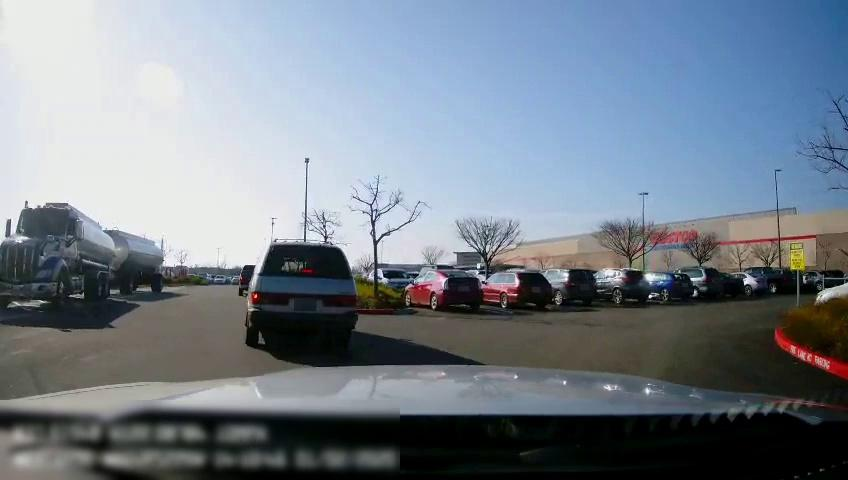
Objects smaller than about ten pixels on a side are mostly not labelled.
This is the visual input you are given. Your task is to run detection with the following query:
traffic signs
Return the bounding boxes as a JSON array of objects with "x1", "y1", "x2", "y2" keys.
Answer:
[{"x1": 789, "y1": 240, "x2": 805, "y2": 272}]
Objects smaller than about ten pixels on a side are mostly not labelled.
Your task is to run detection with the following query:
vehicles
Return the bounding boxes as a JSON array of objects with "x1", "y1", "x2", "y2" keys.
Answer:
[
  {"x1": 805, "y1": 270, "x2": 827, "y2": 292},
  {"x1": 231, "y1": 275, "x2": 239, "y2": 285},
  {"x1": 104, "y1": 230, "x2": 165, "y2": 295},
  {"x1": 593, "y1": 267, "x2": 652, "y2": 305},
  {"x1": 802, "y1": 273, "x2": 812, "y2": 287},
  {"x1": 404, "y1": 268, "x2": 484, "y2": 312},
  {"x1": 243, "y1": 236, "x2": 360, "y2": 350},
  {"x1": 676, "y1": 265, "x2": 726, "y2": 298},
  {"x1": 539, "y1": 268, "x2": 598, "y2": 306},
  {"x1": 646, "y1": 271, "x2": 693, "y2": 301},
  {"x1": 238, "y1": 264, "x2": 257, "y2": 297},
  {"x1": 814, "y1": 282, "x2": 848, "y2": 306},
  {"x1": 791, "y1": 269, "x2": 804, "y2": 289},
  {"x1": 214, "y1": 274, "x2": 227, "y2": 284},
  {"x1": 368, "y1": 267, "x2": 410, "y2": 287},
  {"x1": 0, "y1": 200, "x2": 118, "y2": 312},
  {"x1": 737, "y1": 270, "x2": 769, "y2": 297},
  {"x1": 419, "y1": 262, "x2": 455, "y2": 274},
  {"x1": 744, "y1": 265, "x2": 793, "y2": 294},
  {"x1": 719, "y1": 271, "x2": 746, "y2": 298},
  {"x1": 467, "y1": 268, "x2": 495, "y2": 280},
  {"x1": 482, "y1": 270, "x2": 552, "y2": 309}
]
